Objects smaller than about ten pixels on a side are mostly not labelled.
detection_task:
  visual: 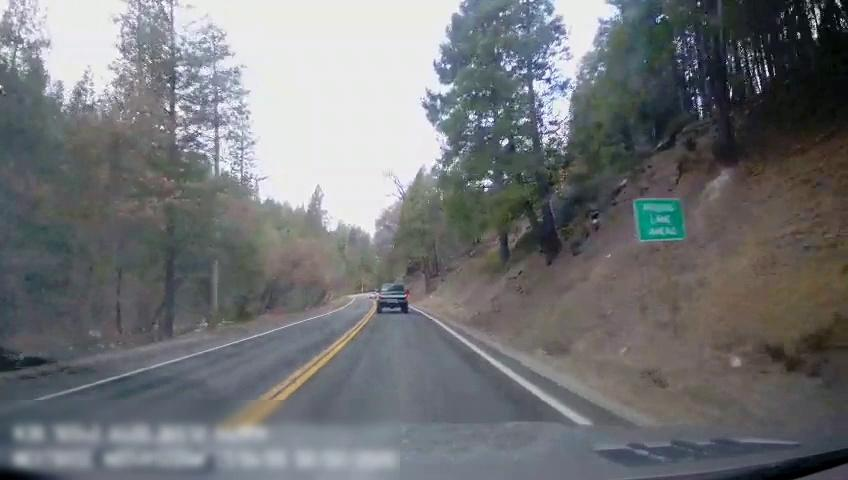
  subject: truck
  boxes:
[375,282,410,315]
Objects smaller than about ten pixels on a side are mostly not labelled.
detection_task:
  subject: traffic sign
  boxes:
[633,198,687,242]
